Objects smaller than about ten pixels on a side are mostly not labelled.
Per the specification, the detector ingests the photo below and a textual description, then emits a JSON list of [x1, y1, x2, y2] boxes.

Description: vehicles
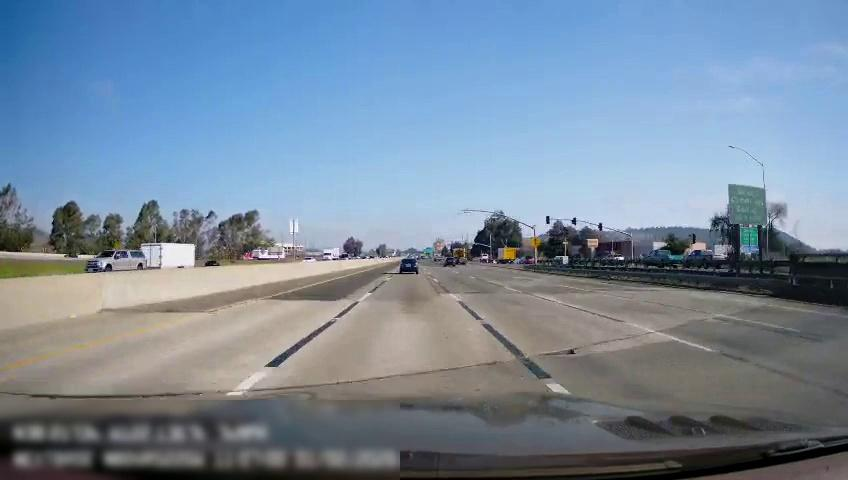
[[399, 258, 418, 274], [443, 258, 455, 267], [300, 256, 317, 263], [85, 243, 196, 274], [452, 248, 466, 265]]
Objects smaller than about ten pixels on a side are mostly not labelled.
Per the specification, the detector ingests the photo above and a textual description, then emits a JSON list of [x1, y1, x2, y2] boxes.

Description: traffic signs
[[740, 227, 758, 254], [530, 235, 542, 248], [728, 183, 769, 225]]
